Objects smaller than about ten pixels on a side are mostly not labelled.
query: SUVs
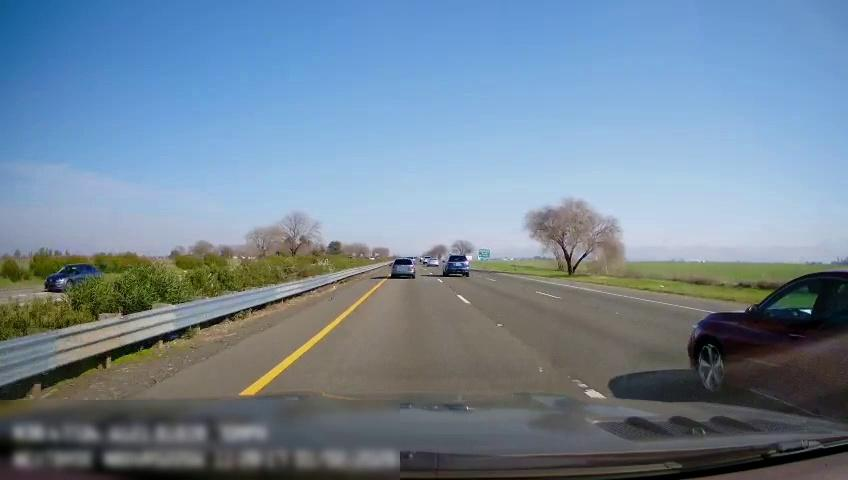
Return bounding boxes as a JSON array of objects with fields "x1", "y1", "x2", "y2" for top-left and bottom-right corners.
[
  {"x1": 441, "y1": 254, "x2": 470, "y2": 278},
  {"x1": 389, "y1": 258, "x2": 416, "y2": 280}
]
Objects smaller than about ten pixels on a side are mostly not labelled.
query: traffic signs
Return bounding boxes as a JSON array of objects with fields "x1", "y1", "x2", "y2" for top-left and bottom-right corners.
[{"x1": 477, "y1": 248, "x2": 491, "y2": 260}]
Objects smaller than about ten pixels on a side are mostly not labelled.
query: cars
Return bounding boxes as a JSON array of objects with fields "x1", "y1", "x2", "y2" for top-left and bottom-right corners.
[
  {"x1": 427, "y1": 257, "x2": 440, "y2": 268},
  {"x1": 43, "y1": 262, "x2": 104, "y2": 293},
  {"x1": 687, "y1": 270, "x2": 848, "y2": 426}
]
